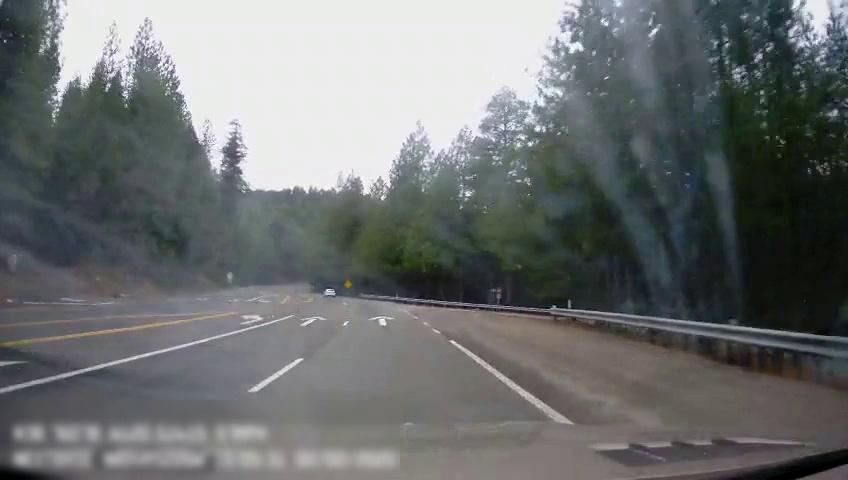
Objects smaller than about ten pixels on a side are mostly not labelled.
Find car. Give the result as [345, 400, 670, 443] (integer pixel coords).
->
[323, 288, 336, 298]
